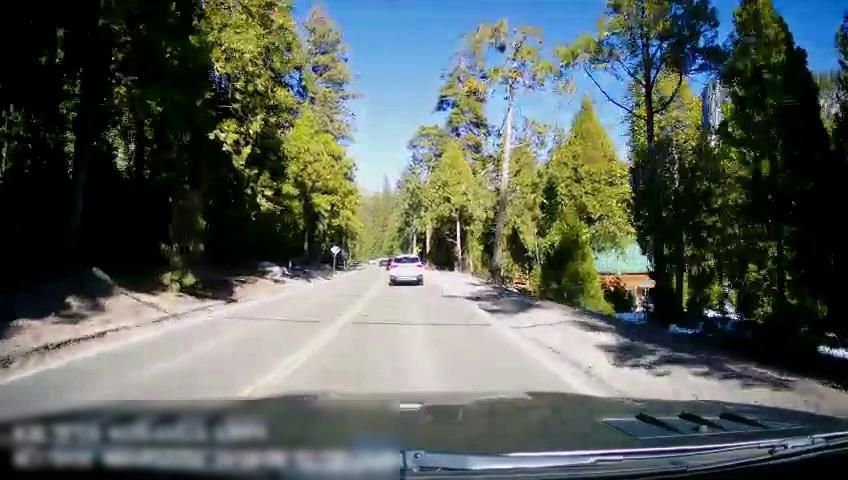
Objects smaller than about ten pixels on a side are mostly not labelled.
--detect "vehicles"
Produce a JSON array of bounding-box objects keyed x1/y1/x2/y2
[
  {"x1": 386, "y1": 256, "x2": 398, "y2": 269},
  {"x1": 387, "y1": 255, "x2": 425, "y2": 287}
]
